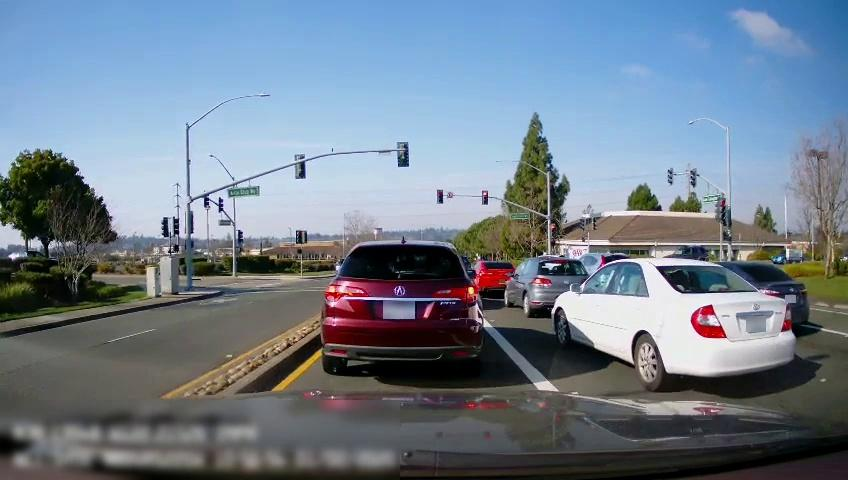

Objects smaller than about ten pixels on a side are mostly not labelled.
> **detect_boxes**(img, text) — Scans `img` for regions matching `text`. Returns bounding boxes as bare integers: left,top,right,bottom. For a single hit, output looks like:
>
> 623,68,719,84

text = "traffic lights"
580,217,587,231
436,188,446,205
203,197,210,210
217,197,226,214
171,215,180,235
480,188,489,207
666,168,674,185
302,230,307,243
720,200,728,219
397,140,411,168
295,230,302,243
162,218,170,237
591,217,599,231
295,153,308,179
690,170,698,186
236,230,244,245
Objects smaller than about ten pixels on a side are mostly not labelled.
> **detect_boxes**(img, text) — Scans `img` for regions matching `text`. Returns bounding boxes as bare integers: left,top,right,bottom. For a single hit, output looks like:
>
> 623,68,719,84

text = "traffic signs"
228,185,261,198
511,213,530,221
217,218,232,226
704,195,719,203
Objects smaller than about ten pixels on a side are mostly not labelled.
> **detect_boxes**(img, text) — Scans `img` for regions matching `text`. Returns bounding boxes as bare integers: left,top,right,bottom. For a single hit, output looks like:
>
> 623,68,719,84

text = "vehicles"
549,257,796,393
578,251,627,276
664,244,708,261
473,259,515,294
319,240,485,375
717,260,809,326
771,249,801,265
334,256,346,274
504,256,589,318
